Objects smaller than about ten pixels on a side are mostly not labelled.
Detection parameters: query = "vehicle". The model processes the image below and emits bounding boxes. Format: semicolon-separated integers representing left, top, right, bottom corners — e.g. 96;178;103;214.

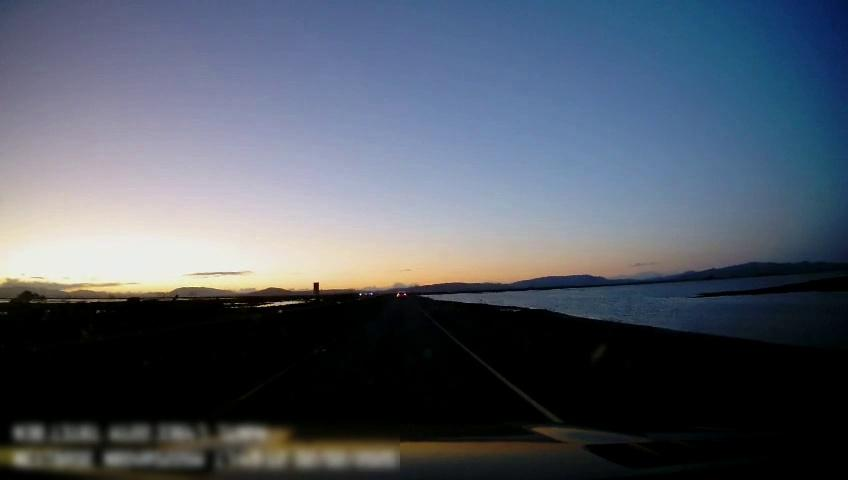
396;290;408;299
